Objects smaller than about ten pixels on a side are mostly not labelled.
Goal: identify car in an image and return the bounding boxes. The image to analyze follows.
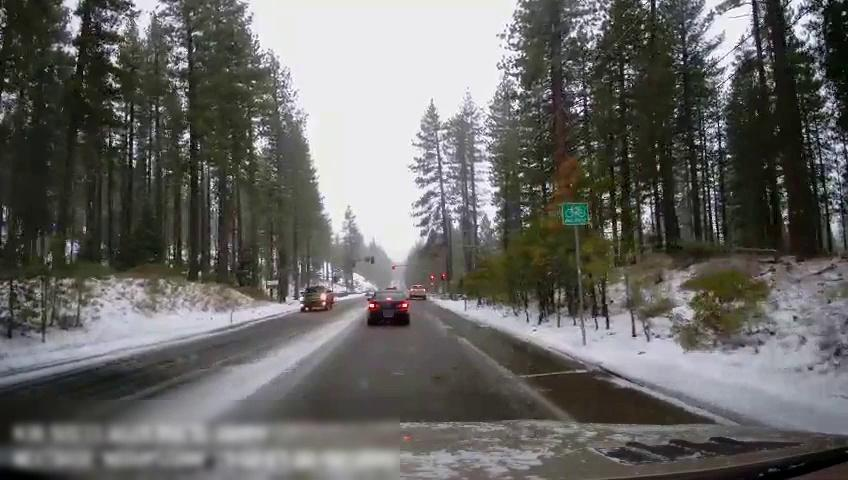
[367,287,410,326]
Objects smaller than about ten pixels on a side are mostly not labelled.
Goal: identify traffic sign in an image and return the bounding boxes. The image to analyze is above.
[561,201,590,226]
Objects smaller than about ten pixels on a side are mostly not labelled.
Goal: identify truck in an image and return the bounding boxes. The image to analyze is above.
[300,284,335,312]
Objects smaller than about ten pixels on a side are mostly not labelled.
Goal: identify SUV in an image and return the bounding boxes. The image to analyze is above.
[408,284,427,301]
